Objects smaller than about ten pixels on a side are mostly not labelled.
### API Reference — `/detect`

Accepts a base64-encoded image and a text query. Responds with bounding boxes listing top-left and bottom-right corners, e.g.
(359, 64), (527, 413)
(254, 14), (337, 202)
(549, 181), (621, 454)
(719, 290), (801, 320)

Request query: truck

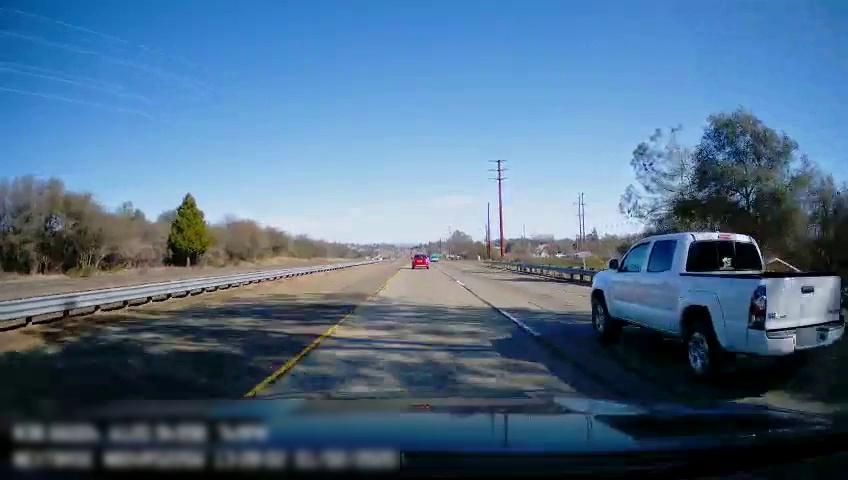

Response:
(590, 230), (847, 385)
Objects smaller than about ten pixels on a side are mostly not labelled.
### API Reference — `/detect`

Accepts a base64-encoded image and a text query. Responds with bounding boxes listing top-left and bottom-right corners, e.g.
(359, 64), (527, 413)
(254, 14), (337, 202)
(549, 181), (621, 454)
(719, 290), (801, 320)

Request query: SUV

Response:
(411, 253), (432, 270)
